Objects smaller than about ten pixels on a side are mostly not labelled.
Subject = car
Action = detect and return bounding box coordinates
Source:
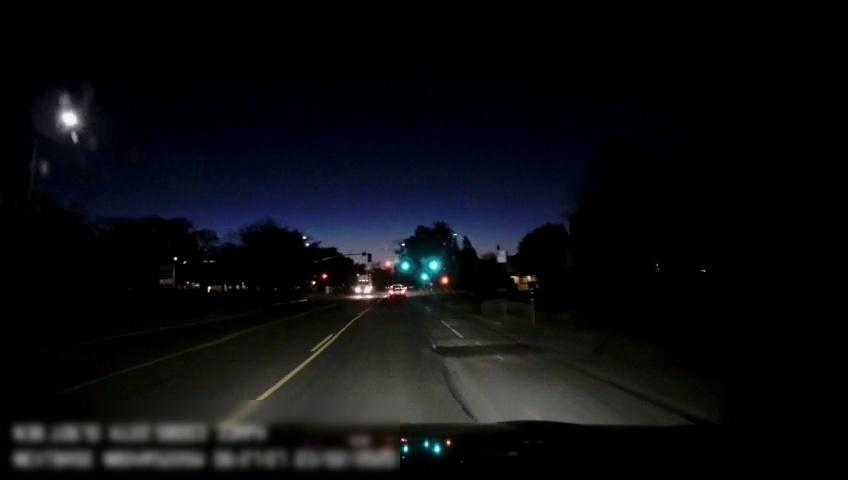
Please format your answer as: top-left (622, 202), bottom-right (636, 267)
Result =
top-left (388, 284), bottom-right (406, 299)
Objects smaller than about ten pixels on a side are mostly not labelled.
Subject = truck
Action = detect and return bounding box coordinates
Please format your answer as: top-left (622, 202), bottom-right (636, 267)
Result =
top-left (355, 274), bottom-right (373, 295)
